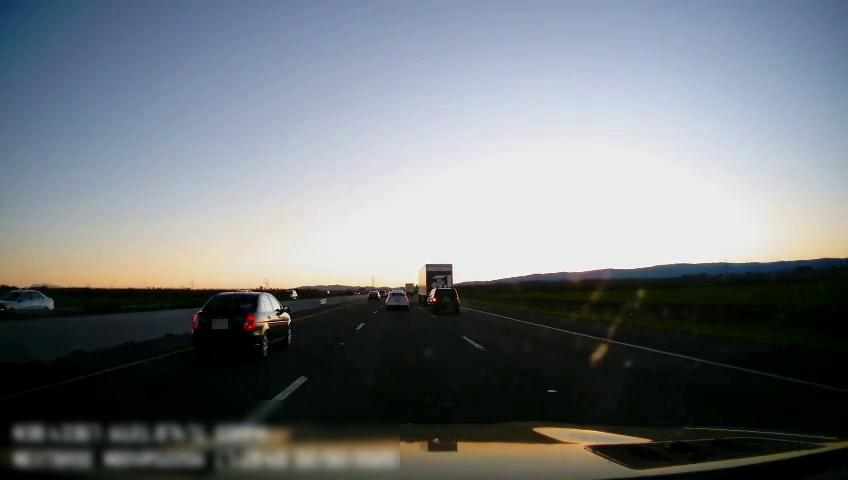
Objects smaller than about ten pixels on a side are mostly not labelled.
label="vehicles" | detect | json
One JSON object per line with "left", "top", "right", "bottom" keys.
{"left": 282, "top": 289, "right": 298, "bottom": 300}
{"left": 427, "top": 287, "right": 461, "bottom": 315}
{"left": 385, "top": 290, "right": 409, "bottom": 311}
{"left": 190, "top": 290, "right": 294, "bottom": 361}
{"left": 405, "top": 283, "right": 414, "bottom": 297}
{"left": 0, "top": 289, "right": 55, "bottom": 311}
{"left": 415, "top": 263, "right": 453, "bottom": 306}
{"left": 367, "top": 290, "right": 381, "bottom": 302}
